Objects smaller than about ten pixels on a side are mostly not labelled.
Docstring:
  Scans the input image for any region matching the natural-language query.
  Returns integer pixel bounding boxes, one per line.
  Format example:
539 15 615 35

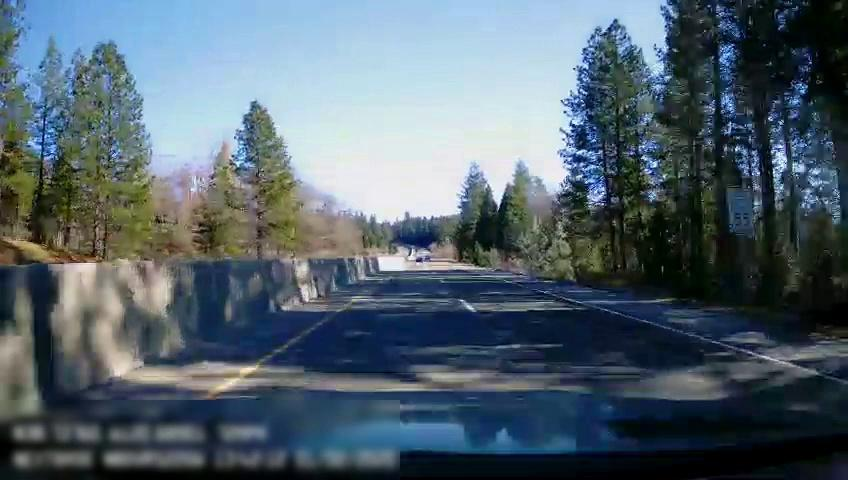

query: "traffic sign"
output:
728 189 753 234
